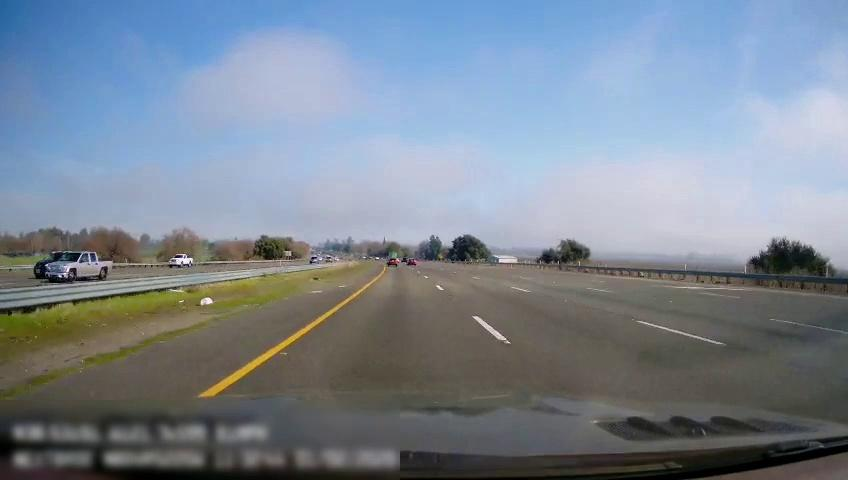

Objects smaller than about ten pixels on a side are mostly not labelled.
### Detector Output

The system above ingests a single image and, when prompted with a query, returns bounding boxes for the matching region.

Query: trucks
[167,253,193,269]
[44,250,114,283]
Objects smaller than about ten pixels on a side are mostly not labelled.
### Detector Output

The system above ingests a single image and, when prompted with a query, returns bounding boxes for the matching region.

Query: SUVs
[33,251,94,280]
